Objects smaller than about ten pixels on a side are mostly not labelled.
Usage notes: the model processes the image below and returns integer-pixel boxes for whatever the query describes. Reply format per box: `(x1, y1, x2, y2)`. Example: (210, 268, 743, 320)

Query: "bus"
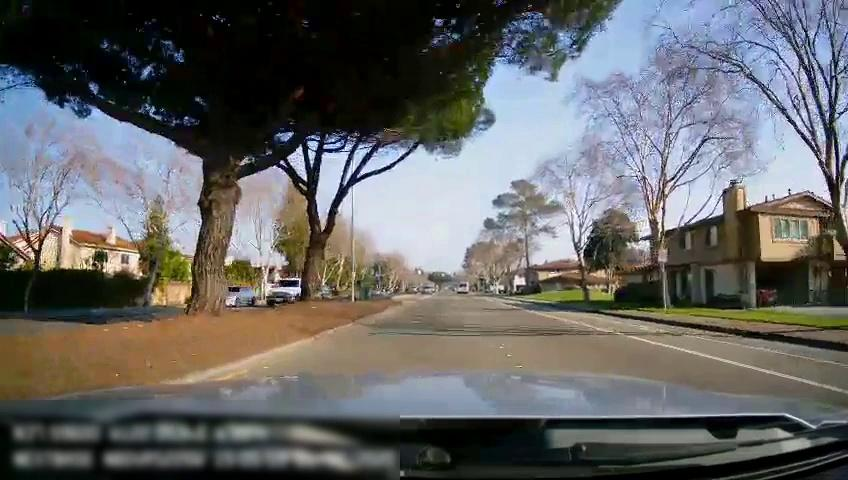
(457, 281, 469, 295)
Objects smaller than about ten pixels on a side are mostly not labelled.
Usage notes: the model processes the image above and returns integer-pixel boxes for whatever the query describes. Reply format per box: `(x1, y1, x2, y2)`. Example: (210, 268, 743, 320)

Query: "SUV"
(267, 278, 314, 305)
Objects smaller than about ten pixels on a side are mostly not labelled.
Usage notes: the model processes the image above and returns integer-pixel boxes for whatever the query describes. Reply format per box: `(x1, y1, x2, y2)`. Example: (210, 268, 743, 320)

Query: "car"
(218, 286, 256, 308)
